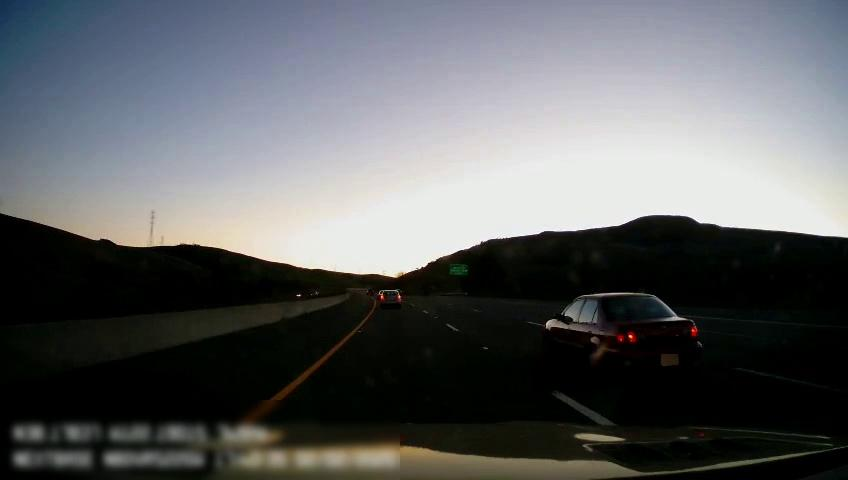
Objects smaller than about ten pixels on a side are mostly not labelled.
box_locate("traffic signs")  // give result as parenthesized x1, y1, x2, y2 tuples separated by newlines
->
(449, 264, 469, 276)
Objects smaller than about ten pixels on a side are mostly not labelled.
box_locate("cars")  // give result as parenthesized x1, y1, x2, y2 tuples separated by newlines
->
(542, 293, 704, 382)
(380, 290, 402, 309)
